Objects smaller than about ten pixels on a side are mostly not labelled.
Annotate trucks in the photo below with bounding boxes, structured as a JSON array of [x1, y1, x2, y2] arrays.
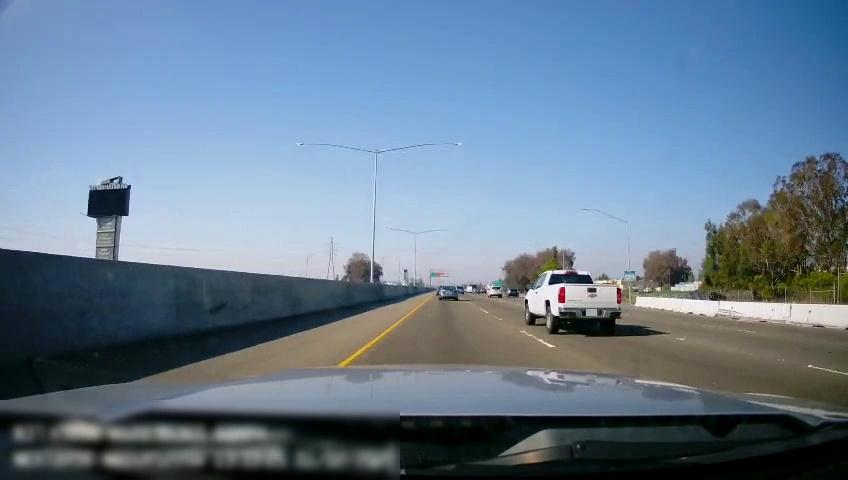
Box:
[[524, 270, 624, 335]]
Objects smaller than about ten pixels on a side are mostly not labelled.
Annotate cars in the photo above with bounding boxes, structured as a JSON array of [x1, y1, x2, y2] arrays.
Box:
[[438, 284, 460, 301], [507, 288, 520, 297]]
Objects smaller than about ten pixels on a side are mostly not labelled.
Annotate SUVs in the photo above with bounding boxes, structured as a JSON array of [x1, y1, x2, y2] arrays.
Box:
[[487, 286, 503, 298]]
